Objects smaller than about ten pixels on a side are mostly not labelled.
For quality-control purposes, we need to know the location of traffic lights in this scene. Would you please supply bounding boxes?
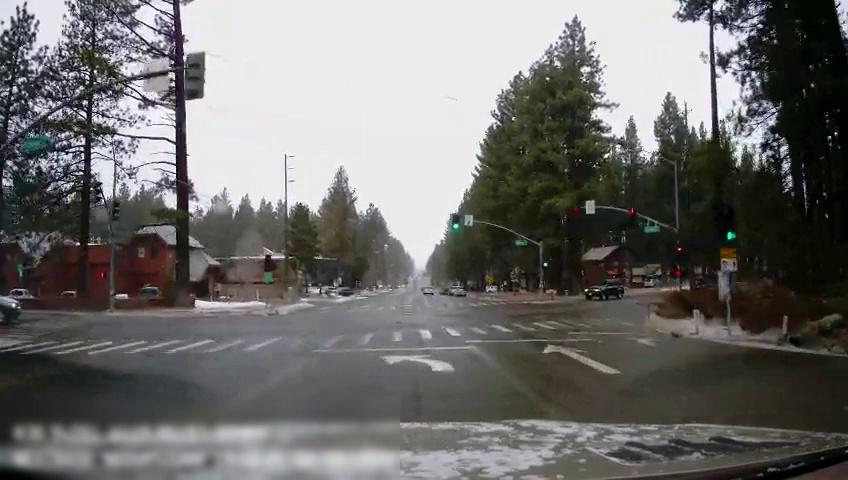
[721,208,737,243]
[186,51,206,100]
[91,182,103,202]
[452,212,464,231]
[673,241,684,264]
[543,256,550,270]
[265,253,274,271]
[626,206,638,227]
[112,198,123,222]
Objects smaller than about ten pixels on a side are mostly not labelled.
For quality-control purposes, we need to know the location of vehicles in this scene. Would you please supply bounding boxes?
[61,291,77,299]
[143,286,161,298]
[448,285,456,298]
[7,288,35,300]
[0,296,23,328]
[585,279,626,302]
[454,286,466,299]
[421,284,436,297]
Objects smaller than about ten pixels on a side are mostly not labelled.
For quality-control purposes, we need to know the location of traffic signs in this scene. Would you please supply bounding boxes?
[645,222,660,233]
[582,201,595,217]
[144,57,170,92]
[718,256,736,273]
[465,215,475,227]
[515,238,529,247]
[266,271,274,284]
[23,136,47,152]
